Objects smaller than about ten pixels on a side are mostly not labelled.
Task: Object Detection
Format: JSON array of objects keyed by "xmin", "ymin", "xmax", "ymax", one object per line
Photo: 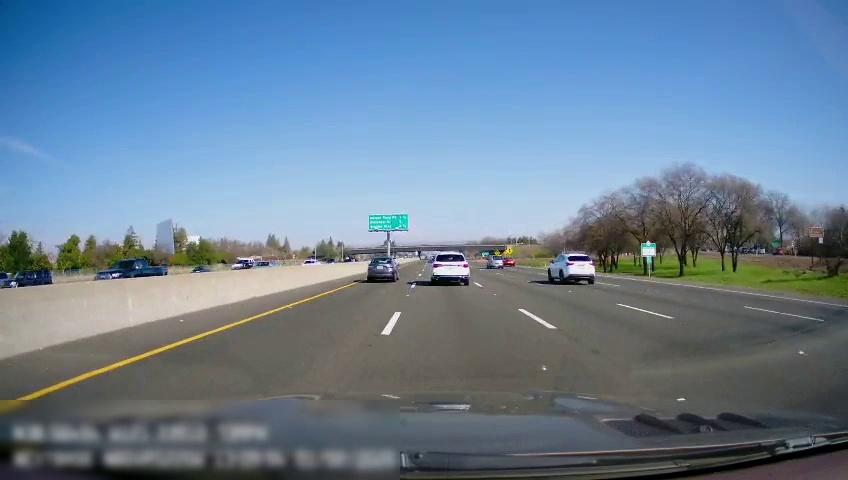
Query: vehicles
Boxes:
[
  {"xmin": 0, "ymin": 271, "xmax": 9, "ymax": 289},
  {"xmin": 547, "ymin": 254, "xmax": 596, "ymax": 285},
  {"xmin": 2, "ymin": 270, "xmax": 53, "ymax": 289},
  {"xmin": 232, "ymin": 258, "xmax": 253, "ymax": 270},
  {"xmin": 367, "ymin": 257, "xmax": 401, "ymax": 283},
  {"xmin": 301, "ymin": 260, "xmax": 321, "ymax": 266},
  {"xmin": 485, "ymin": 254, "xmax": 505, "ymax": 269},
  {"xmin": 192, "ymin": 265, "xmax": 209, "ymax": 274},
  {"xmin": 239, "ymin": 263, "xmax": 255, "ymax": 270},
  {"xmin": 95, "ymin": 258, "xmax": 168, "ymax": 281},
  {"xmin": 255, "ymin": 261, "xmax": 274, "ymax": 268},
  {"xmin": 431, "ymin": 252, "xmax": 470, "ymax": 287},
  {"xmin": 503, "ymin": 256, "xmax": 517, "ymax": 268}
]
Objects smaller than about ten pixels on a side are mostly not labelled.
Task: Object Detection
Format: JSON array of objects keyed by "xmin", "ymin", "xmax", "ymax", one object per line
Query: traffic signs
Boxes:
[
  {"xmin": 641, "ymin": 243, "xmax": 657, "ymax": 259},
  {"xmin": 369, "ymin": 214, "xmax": 409, "ymax": 232}
]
